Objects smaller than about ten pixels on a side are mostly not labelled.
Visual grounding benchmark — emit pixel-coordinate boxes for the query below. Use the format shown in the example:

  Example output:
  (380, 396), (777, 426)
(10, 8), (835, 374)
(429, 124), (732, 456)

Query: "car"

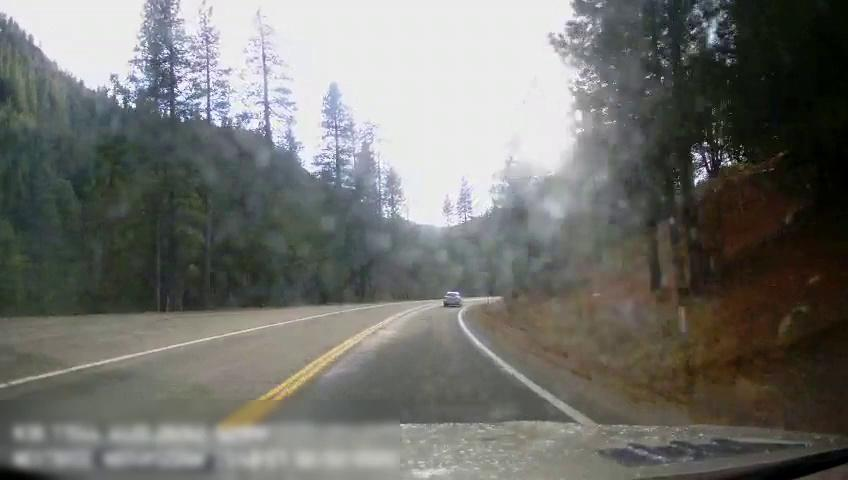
(443, 291), (462, 308)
